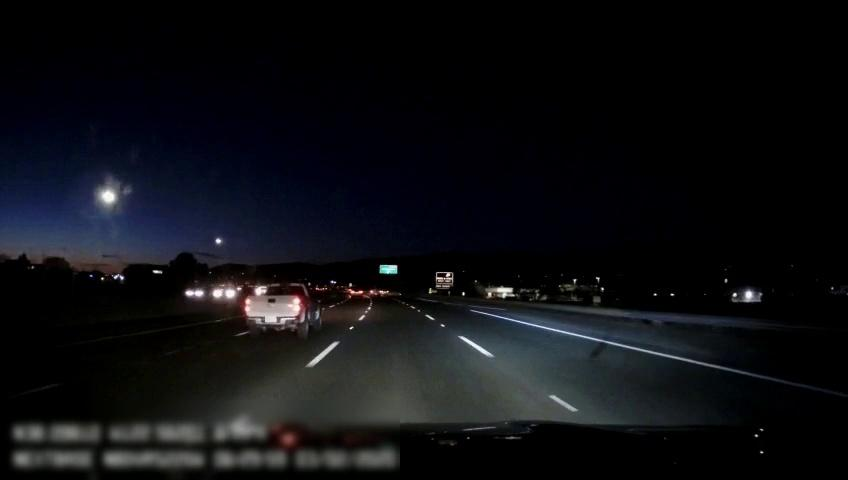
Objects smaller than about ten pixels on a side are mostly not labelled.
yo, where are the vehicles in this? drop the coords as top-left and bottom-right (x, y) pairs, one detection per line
(244, 280), (325, 345)
(212, 284), (240, 299)
(184, 284), (210, 301)
(348, 287), (368, 301)
(368, 289), (381, 300)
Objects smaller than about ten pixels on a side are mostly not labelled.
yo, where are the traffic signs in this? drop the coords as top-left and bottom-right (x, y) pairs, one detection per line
(378, 264), (399, 274)
(435, 271), (455, 290)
